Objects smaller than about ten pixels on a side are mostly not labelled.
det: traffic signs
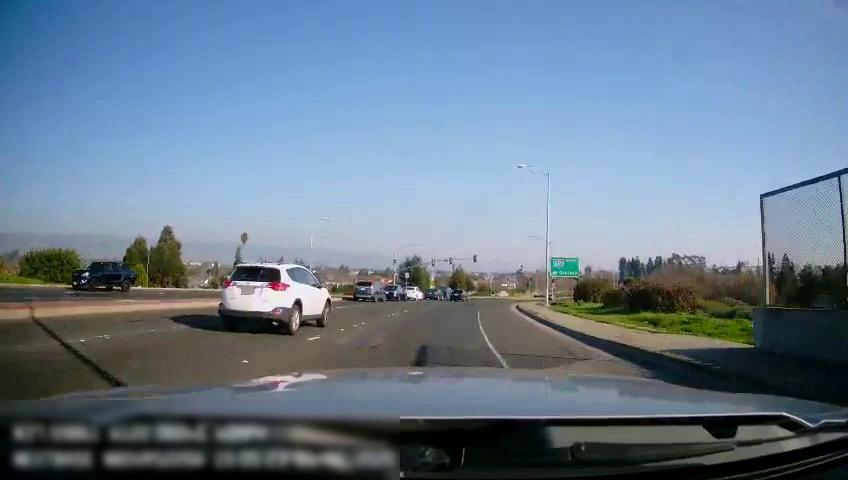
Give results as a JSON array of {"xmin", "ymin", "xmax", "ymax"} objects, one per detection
[{"xmin": 551, "ymin": 257, "xmax": 580, "ymax": 279}]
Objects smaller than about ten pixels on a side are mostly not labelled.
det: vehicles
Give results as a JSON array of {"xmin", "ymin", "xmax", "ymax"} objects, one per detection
[
  {"xmin": 450, "ymin": 289, "xmax": 468, "ymax": 301},
  {"xmin": 383, "ymin": 285, "xmax": 408, "ymax": 302},
  {"xmin": 424, "ymin": 288, "xmax": 443, "ymax": 300},
  {"xmin": 218, "ymin": 263, "xmax": 332, "ymax": 336},
  {"xmin": 439, "ymin": 287, "xmax": 454, "ymax": 301},
  {"xmin": 72, "ymin": 261, "xmax": 136, "ymax": 292},
  {"xmin": 353, "ymin": 280, "xmax": 385, "ymax": 303},
  {"xmin": 402, "ymin": 286, "xmax": 424, "ymax": 301}
]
